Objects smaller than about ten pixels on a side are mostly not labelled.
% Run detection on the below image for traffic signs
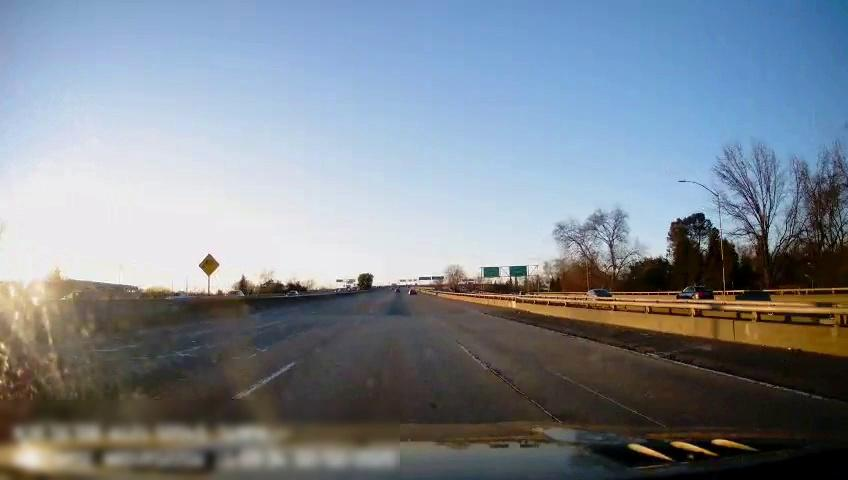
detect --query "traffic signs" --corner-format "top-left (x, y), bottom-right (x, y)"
top-left (419, 277), bottom-right (431, 280)
top-left (483, 266), bottom-right (500, 277)
top-left (432, 276), bottom-right (444, 280)
top-left (509, 265), bottom-right (527, 276)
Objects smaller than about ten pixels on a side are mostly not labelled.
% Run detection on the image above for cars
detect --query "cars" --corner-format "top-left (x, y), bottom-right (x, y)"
top-left (286, 290), bottom-right (299, 296)
top-left (228, 290), bottom-right (244, 297)
top-left (584, 288), bottom-right (611, 302)
top-left (675, 286), bottom-right (714, 303)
